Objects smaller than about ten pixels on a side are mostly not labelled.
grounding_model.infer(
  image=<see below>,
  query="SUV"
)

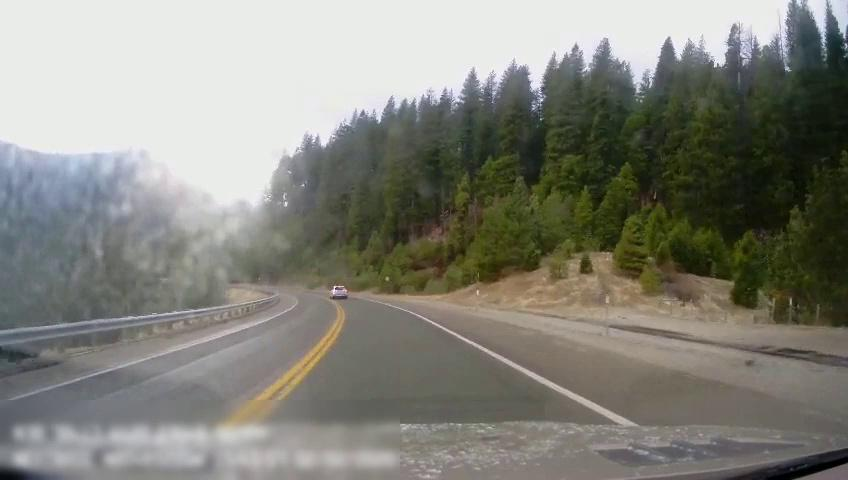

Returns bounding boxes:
[328,285,348,300]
